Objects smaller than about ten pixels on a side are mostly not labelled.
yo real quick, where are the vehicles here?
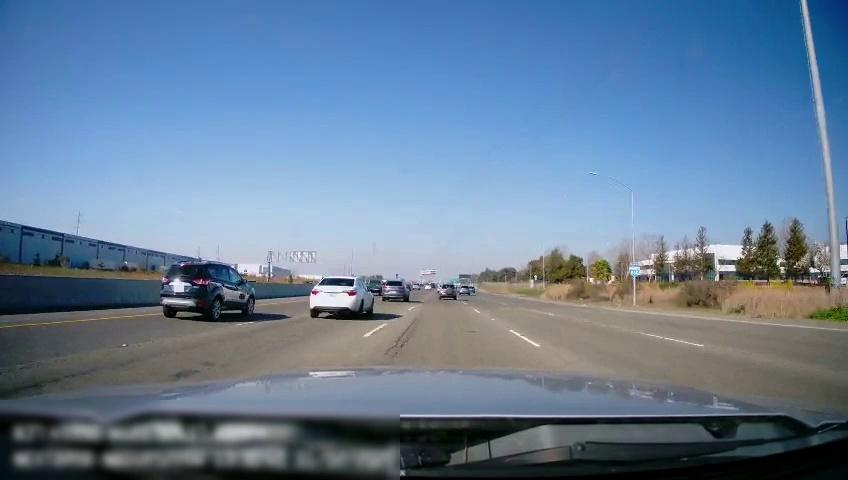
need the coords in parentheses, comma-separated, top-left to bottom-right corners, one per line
(243, 279, 257, 284)
(381, 279, 410, 302)
(458, 285, 470, 295)
(158, 260, 257, 321)
(437, 284, 444, 293)
(438, 283, 457, 300)
(303, 280, 320, 285)
(365, 280, 384, 296)
(309, 275, 375, 319)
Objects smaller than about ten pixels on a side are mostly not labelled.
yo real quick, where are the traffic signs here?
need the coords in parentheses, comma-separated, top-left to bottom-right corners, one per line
(629, 261, 641, 278)
(422, 268, 436, 276)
